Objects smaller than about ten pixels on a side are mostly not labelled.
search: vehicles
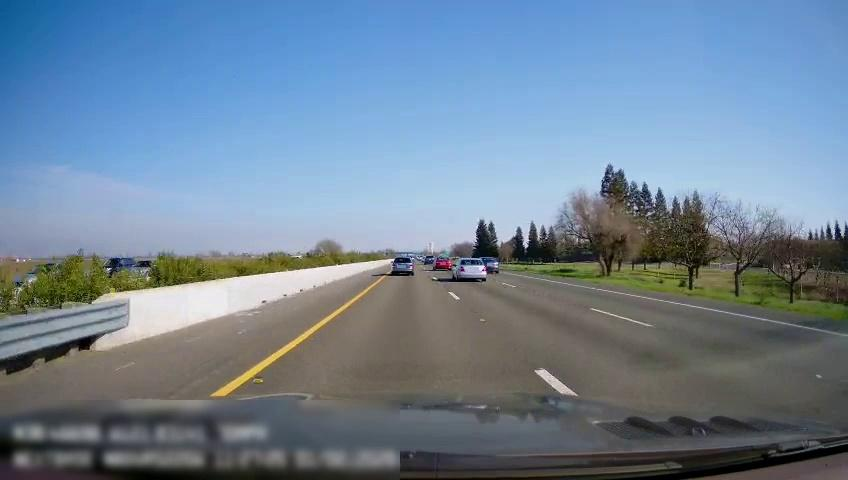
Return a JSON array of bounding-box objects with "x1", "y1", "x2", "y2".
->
[
  {"x1": 424, "y1": 256, "x2": 435, "y2": 266},
  {"x1": 479, "y1": 256, "x2": 500, "y2": 275},
  {"x1": 15, "y1": 263, "x2": 57, "y2": 287},
  {"x1": 432, "y1": 256, "x2": 453, "y2": 271},
  {"x1": 127, "y1": 260, "x2": 155, "y2": 278},
  {"x1": 451, "y1": 258, "x2": 487, "y2": 282},
  {"x1": 97, "y1": 256, "x2": 137, "y2": 279},
  {"x1": 392, "y1": 256, "x2": 416, "y2": 277}
]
